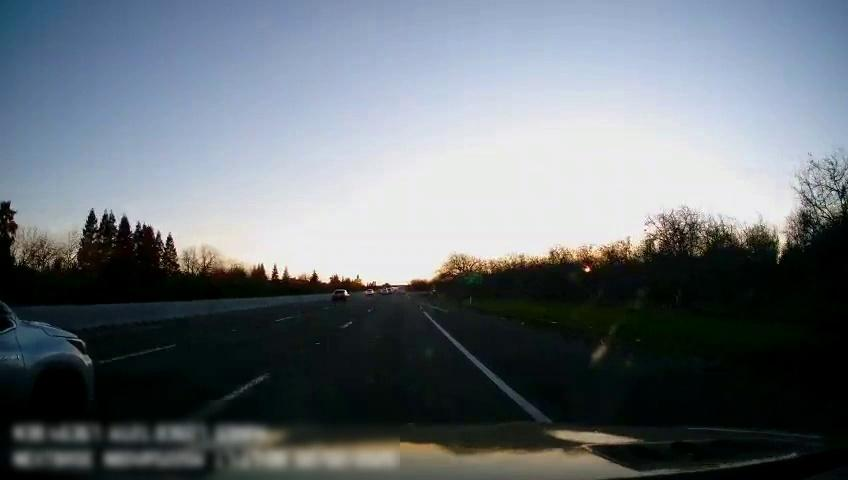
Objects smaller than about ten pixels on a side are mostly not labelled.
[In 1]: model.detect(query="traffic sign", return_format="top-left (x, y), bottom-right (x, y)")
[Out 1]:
top-left (463, 273), bottom-right (483, 285)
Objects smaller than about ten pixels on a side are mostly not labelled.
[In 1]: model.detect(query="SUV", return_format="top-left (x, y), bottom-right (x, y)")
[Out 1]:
top-left (0, 300), bottom-right (99, 448)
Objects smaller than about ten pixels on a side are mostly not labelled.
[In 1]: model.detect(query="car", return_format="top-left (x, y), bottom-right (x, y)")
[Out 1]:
top-left (332, 288), bottom-right (350, 302)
